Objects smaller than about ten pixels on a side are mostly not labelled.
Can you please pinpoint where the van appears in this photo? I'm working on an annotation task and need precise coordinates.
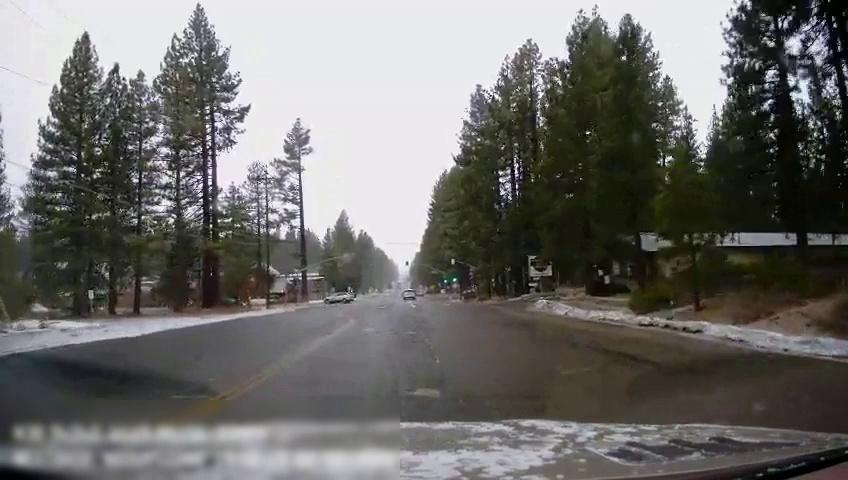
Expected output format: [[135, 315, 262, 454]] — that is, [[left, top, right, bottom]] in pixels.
[[401, 288, 416, 301]]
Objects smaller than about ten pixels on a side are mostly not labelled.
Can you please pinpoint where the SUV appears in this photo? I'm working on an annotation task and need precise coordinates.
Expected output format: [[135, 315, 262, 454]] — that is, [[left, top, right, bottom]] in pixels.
[[324, 292, 355, 305]]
